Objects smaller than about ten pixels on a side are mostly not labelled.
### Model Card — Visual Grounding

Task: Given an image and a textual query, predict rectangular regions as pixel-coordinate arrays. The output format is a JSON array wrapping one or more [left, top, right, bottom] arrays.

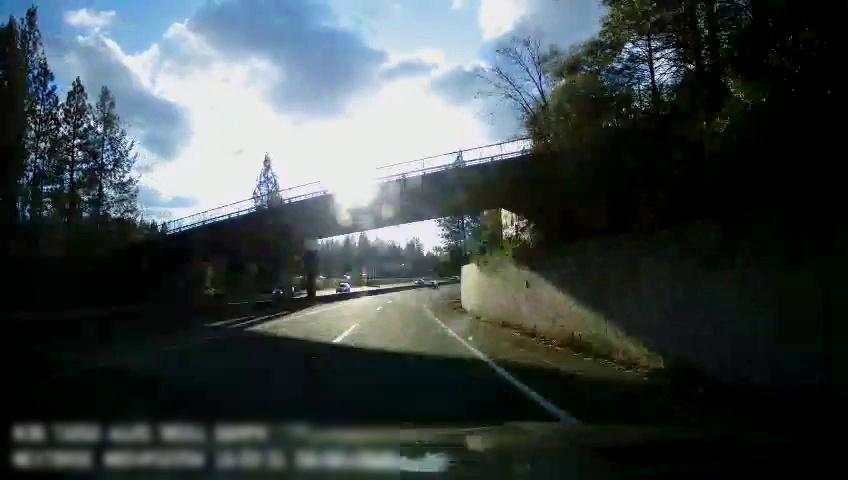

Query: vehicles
[[335, 282, 351, 294], [272, 286, 295, 300]]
